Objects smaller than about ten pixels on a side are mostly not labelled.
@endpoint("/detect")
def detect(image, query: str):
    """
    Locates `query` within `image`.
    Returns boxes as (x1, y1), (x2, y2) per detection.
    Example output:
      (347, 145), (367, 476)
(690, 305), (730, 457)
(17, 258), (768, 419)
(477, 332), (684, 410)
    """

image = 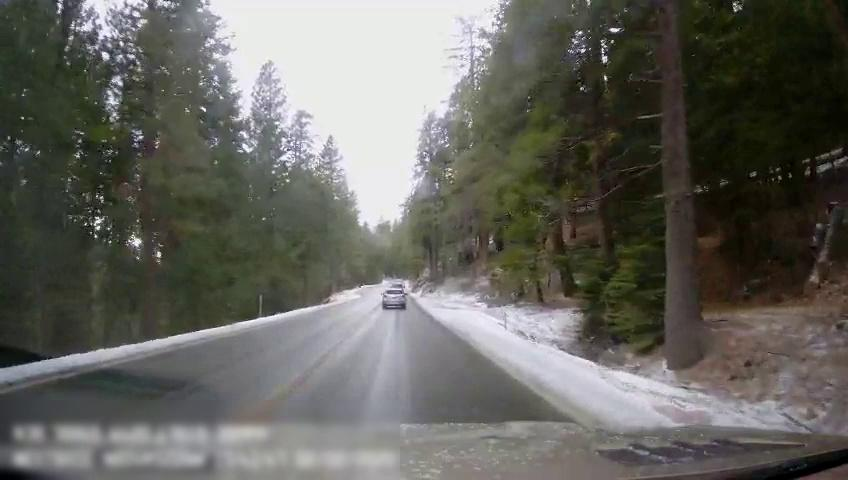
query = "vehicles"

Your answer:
(390, 283), (405, 289)
(380, 288), (408, 310)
